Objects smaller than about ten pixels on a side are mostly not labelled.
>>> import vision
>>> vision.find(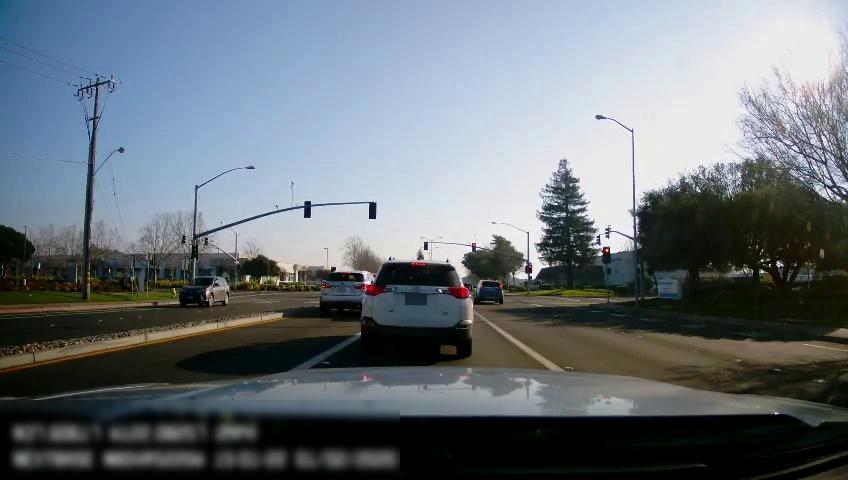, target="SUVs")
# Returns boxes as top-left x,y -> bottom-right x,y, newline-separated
318,269 -> 375,319
473,280 -> 504,305
361,258 -> 474,358
178,276 -> 230,308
